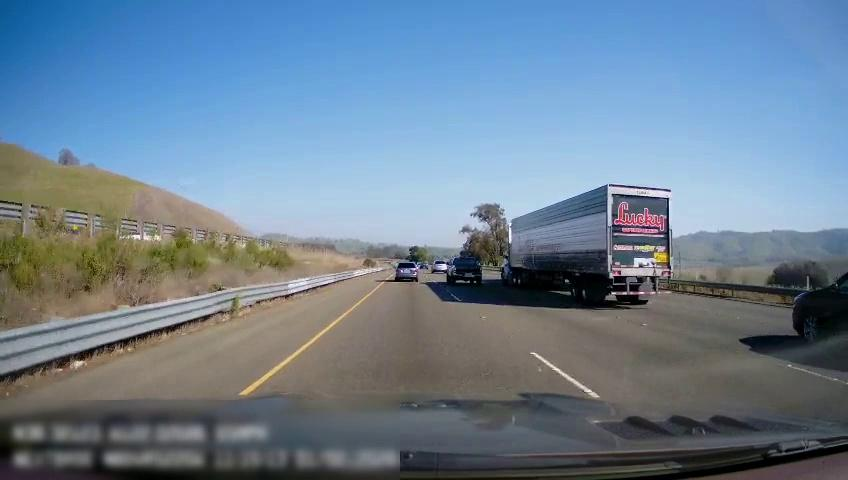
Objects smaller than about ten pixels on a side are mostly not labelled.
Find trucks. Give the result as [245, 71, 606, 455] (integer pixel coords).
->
[499, 182, 674, 306]
[446, 254, 483, 286]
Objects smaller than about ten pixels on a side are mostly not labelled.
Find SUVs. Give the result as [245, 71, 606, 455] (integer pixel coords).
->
[789, 270, 848, 344]
[430, 259, 448, 274]
[395, 261, 419, 282]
